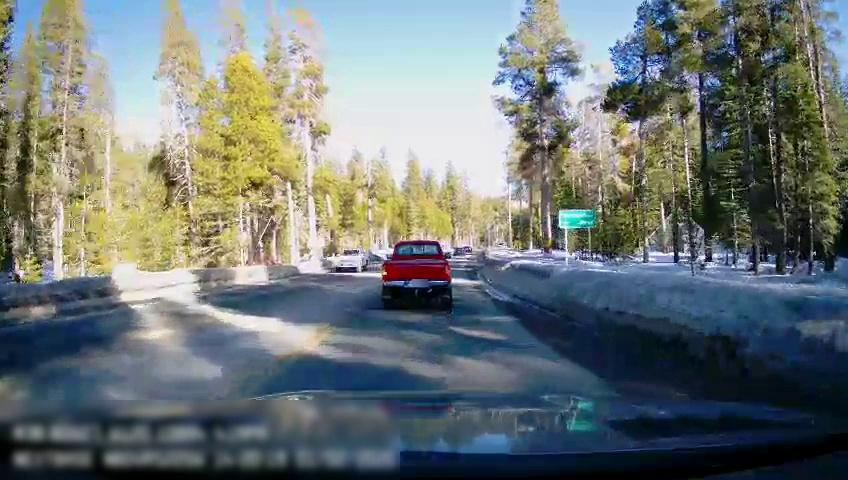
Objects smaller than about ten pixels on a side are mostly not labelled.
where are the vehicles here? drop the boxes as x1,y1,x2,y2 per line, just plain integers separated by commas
333,247,370,274
381,239,453,300
452,247,466,258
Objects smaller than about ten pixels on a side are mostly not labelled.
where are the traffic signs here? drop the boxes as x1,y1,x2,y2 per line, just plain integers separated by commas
558,208,595,230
